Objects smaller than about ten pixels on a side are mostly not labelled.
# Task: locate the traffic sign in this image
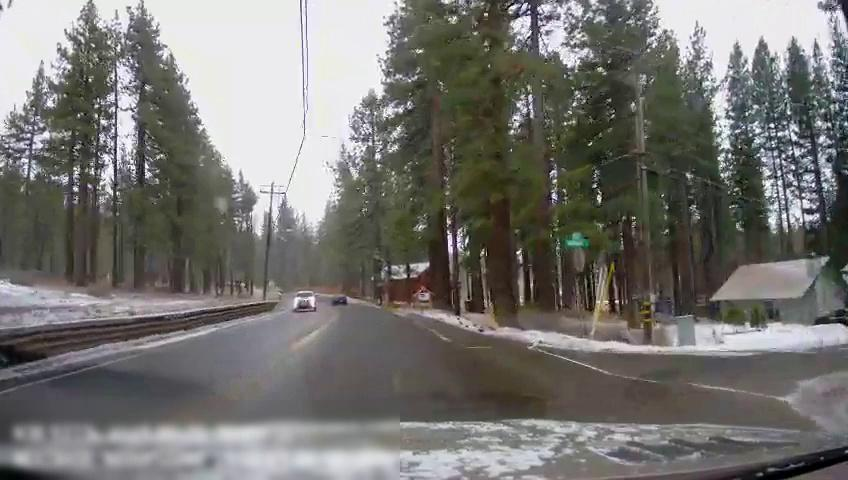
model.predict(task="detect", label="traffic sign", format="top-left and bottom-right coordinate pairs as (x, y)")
top-left (564, 239), bottom-right (590, 251)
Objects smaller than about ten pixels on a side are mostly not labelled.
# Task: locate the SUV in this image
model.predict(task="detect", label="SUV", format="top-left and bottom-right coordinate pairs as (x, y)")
top-left (332, 293), bottom-right (348, 307)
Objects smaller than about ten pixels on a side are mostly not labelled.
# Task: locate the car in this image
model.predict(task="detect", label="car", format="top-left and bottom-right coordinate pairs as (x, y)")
top-left (292, 290), bottom-right (316, 312)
